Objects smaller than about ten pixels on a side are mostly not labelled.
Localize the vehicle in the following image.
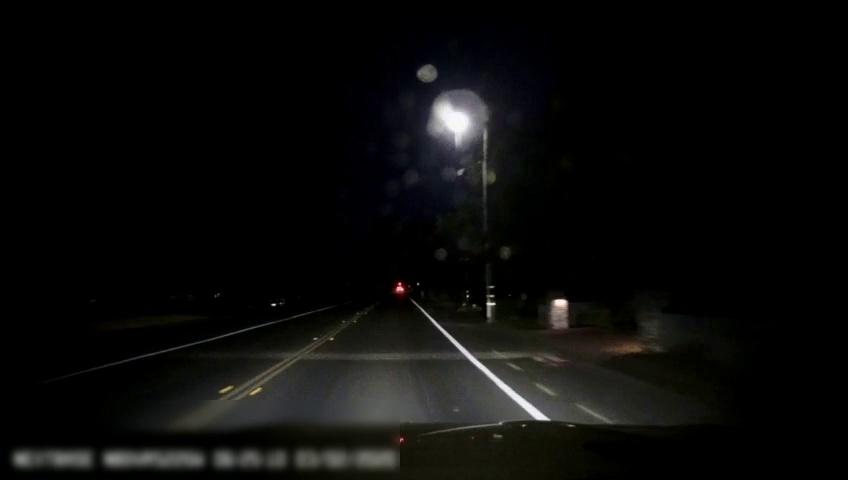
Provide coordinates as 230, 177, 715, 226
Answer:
269, 298, 286, 310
